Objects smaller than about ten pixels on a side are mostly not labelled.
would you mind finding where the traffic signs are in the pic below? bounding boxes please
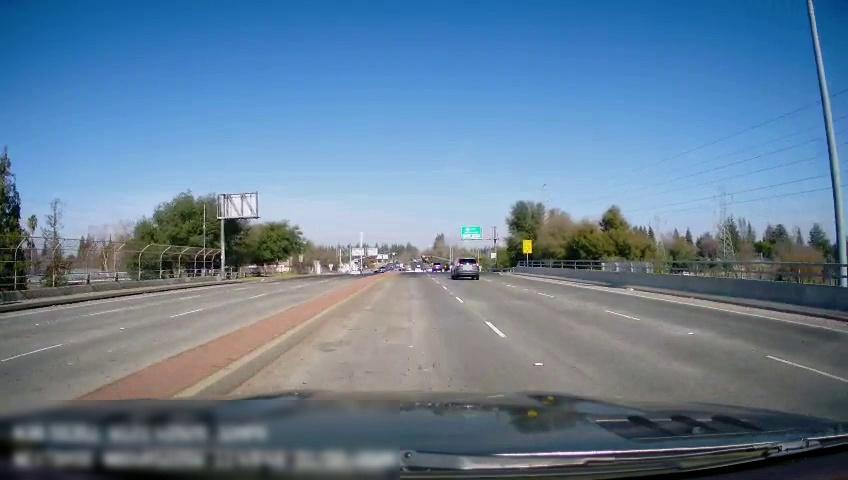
[523,239,532,254]
[462,225,481,238]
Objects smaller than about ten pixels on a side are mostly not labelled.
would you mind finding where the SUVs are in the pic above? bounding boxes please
[451,257,480,281]
[431,262,442,273]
